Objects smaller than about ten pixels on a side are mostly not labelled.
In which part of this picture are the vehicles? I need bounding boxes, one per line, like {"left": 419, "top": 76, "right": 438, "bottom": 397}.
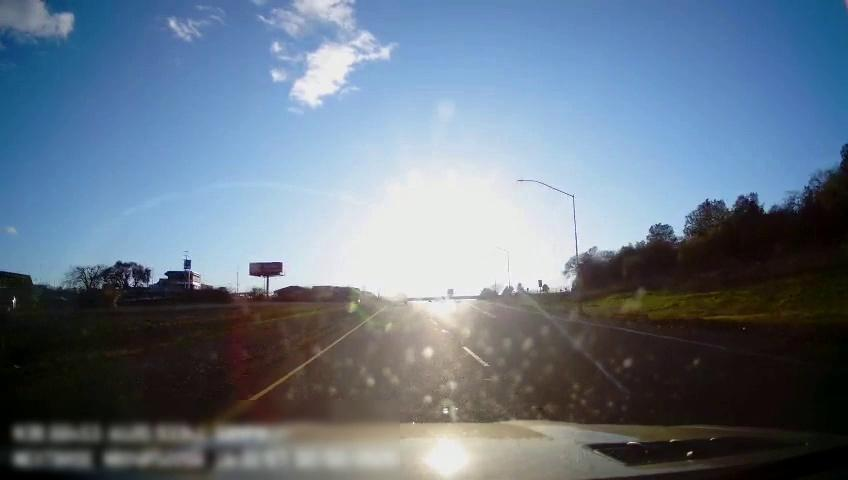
{"left": 392, "top": 292, "right": 408, "bottom": 305}
{"left": 0, "top": 291, "right": 18, "bottom": 316}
